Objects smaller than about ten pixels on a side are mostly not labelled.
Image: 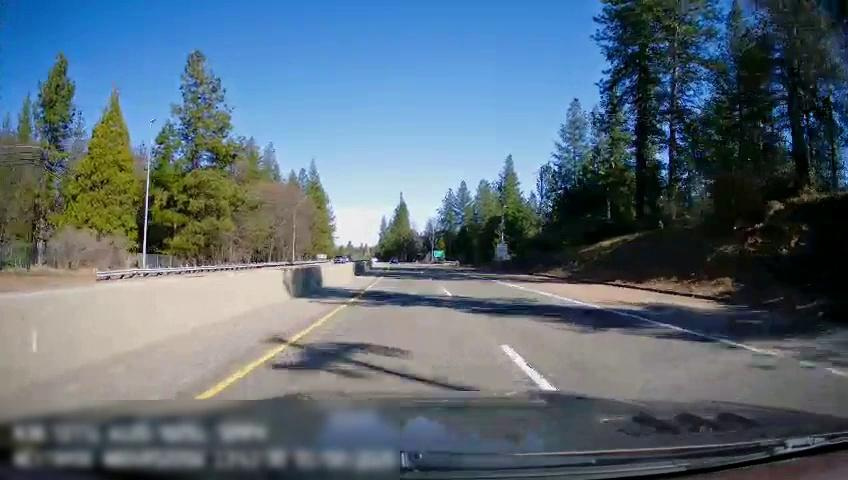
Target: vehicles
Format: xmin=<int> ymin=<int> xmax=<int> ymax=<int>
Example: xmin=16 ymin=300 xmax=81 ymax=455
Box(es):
xmin=389 ymin=256 xmax=400 ymax=265
xmin=333 ymin=255 xmax=345 ymax=264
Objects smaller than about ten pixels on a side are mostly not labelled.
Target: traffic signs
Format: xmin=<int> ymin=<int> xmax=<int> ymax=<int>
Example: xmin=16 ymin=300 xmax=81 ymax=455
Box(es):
xmin=433 ymin=248 xmax=446 ymax=257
